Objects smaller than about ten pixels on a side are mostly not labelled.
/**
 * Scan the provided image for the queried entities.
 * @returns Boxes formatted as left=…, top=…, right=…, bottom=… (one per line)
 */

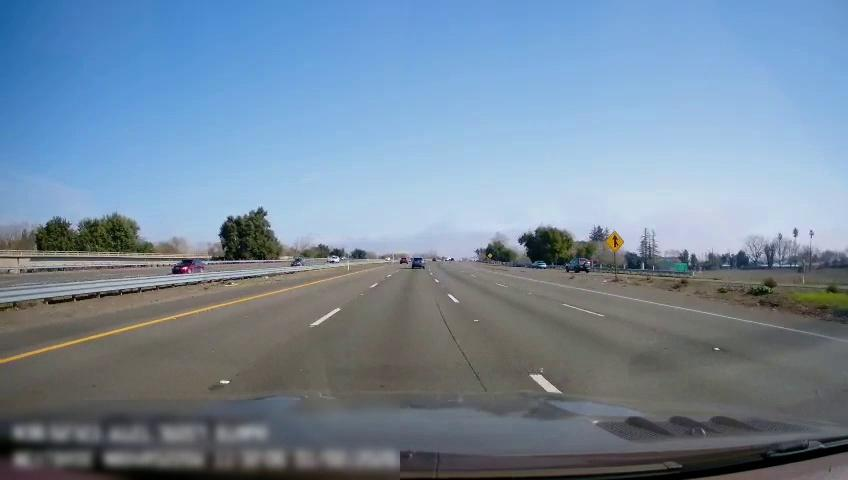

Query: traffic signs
left=605, top=230, right=625, bottom=253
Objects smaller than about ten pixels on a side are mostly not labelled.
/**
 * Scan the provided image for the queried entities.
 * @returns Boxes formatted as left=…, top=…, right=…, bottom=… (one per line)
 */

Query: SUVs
left=400, top=257, right=409, bottom=265
left=563, top=257, right=592, bottom=274
left=411, top=257, right=425, bottom=269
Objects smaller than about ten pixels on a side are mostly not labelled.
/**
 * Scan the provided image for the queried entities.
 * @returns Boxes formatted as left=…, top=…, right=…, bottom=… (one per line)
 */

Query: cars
left=171, top=258, right=205, bottom=274
left=528, top=260, right=548, bottom=269
left=290, top=259, right=305, bottom=266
